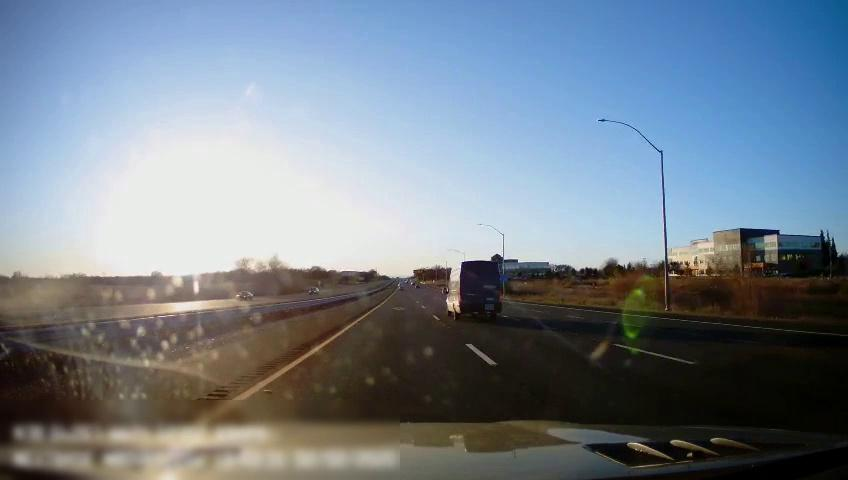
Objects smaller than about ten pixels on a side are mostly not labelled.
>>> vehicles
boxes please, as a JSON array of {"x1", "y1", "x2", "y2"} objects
[
  {"x1": 235, "y1": 290, "x2": 254, "y2": 301},
  {"x1": 308, "y1": 287, "x2": 319, "y2": 296},
  {"x1": 442, "y1": 261, "x2": 504, "y2": 322}
]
